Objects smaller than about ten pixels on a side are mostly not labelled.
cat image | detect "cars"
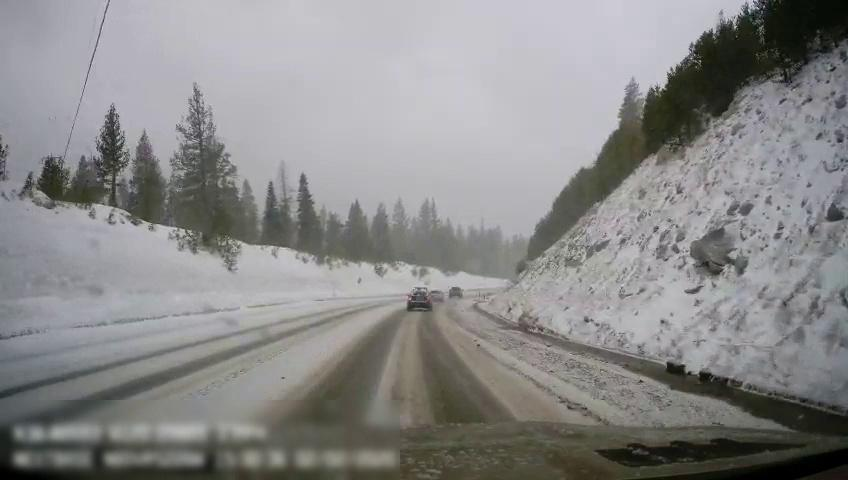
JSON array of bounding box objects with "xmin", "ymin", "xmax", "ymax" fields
[{"xmin": 428, "ymin": 290, "xmax": 444, "ymax": 302}]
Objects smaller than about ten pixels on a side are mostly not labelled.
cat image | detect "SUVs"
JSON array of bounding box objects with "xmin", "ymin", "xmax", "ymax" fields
[
  {"xmin": 448, "ymin": 286, "xmax": 463, "ymax": 298},
  {"xmin": 407, "ymin": 286, "xmax": 432, "ymax": 310}
]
